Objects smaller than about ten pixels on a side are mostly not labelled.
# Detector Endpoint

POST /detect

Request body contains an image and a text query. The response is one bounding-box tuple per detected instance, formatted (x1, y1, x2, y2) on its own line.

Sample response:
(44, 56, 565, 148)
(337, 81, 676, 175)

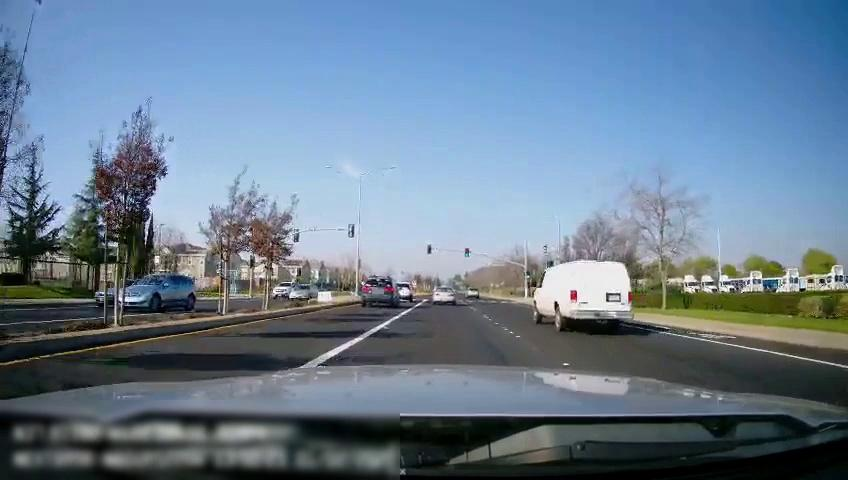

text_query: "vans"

(532, 259, 634, 331)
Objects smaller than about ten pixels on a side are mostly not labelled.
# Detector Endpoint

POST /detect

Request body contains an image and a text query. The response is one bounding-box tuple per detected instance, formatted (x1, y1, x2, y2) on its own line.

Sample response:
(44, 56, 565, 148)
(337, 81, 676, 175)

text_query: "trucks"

(271, 281, 298, 301)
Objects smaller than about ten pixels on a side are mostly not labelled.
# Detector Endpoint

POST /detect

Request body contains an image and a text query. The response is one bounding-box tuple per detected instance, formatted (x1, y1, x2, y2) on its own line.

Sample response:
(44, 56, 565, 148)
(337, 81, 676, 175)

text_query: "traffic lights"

(464, 247, 471, 258)
(543, 243, 549, 257)
(249, 254, 256, 268)
(346, 222, 356, 239)
(293, 228, 300, 243)
(296, 267, 303, 278)
(426, 244, 433, 255)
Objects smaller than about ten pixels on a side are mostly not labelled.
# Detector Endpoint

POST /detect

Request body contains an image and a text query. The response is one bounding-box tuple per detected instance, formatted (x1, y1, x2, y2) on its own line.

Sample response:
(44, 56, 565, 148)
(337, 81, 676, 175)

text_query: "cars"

(431, 286, 456, 306)
(287, 283, 319, 302)
(95, 277, 143, 309)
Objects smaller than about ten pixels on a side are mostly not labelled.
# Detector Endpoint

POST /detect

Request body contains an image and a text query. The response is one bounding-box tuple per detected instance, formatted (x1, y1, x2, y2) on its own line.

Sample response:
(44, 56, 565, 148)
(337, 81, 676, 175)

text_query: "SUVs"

(360, 275, 401, 308)
(464, 287, 481, 300)
(394, 281, 414, 303)
(116, 272, 198, 313)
